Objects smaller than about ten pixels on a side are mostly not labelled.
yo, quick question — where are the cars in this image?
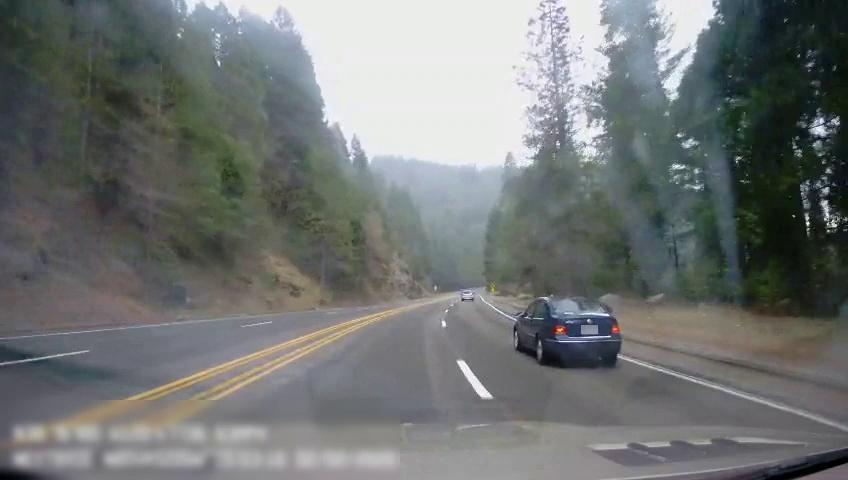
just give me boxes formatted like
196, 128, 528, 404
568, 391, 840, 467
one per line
512, 297, 622, 369
461, 289, 474, 301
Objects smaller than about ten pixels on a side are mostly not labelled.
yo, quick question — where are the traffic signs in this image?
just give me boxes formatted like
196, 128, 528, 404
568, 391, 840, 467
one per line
490, 283, 497, 295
